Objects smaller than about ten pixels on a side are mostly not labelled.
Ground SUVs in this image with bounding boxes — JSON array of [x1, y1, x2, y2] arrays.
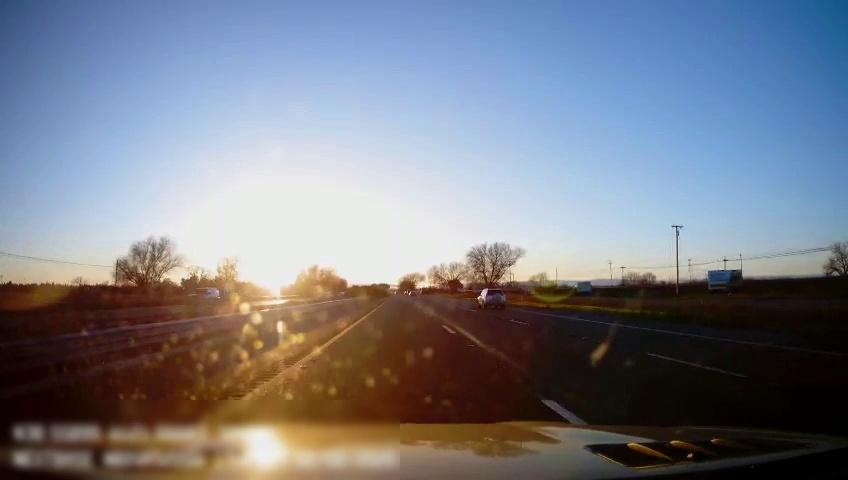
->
[[477, 288, 506, 309], [187, 286, 220, 303]]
